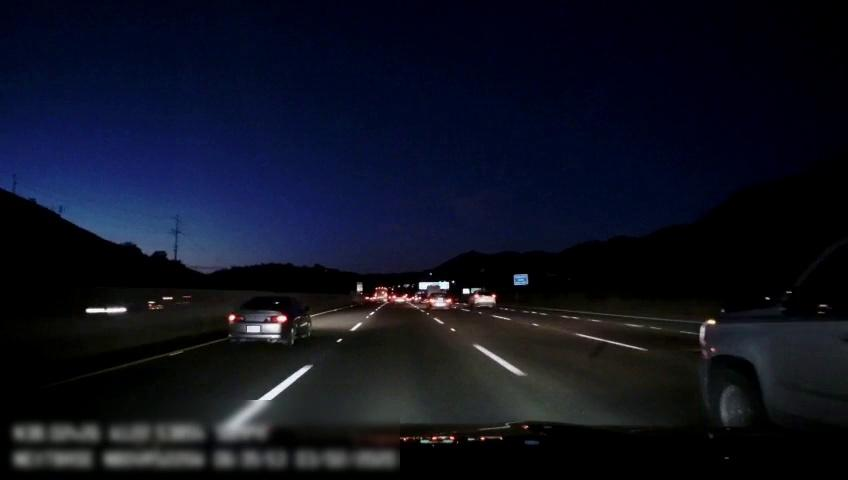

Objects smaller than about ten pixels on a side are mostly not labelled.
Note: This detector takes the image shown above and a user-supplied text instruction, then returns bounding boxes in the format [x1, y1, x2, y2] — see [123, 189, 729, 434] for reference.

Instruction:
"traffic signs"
[420, 282, 449, 290]
[513, 274, 529, 285]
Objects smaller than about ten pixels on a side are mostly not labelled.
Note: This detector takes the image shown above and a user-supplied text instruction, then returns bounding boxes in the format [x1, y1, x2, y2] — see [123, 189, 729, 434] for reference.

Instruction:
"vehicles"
[369, 295, 384, 306]
[394, 292, 408, 304]
[469, 289, 497, 309]
[374, 287, 388, 303]
[428, 293, 452, 311]
[697, 238, 848, 439]
[227, 295, 313, 351]
[82, 297, 132, 318]
[147, 291, 193, 314]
